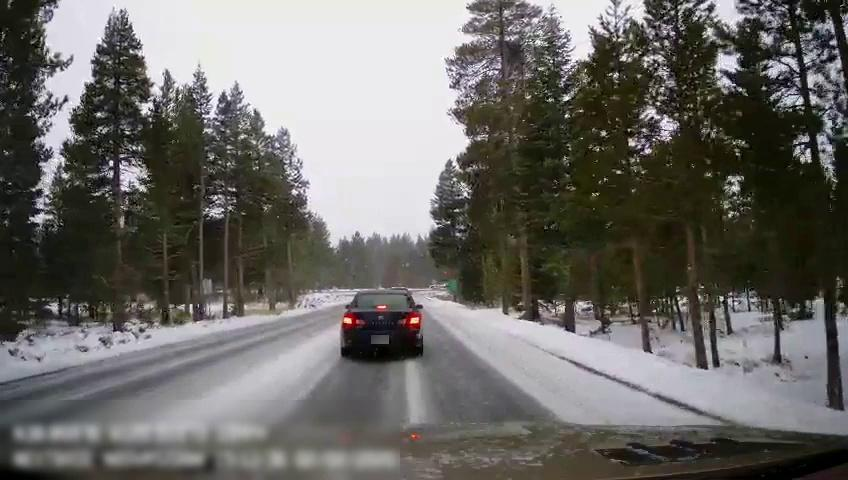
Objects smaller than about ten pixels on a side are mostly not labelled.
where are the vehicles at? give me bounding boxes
[428,282,449,290]
[341,291,424,357]
[387,286,408,292]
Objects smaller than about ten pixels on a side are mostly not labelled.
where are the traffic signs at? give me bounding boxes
[449,280,457,291]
